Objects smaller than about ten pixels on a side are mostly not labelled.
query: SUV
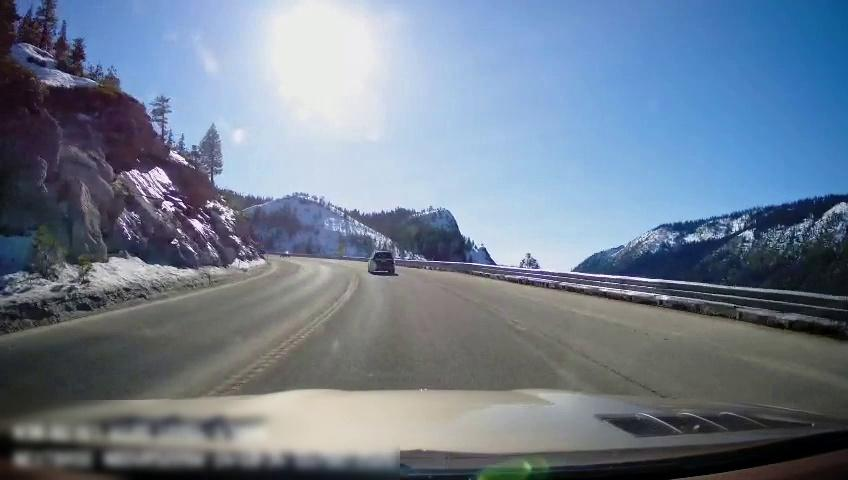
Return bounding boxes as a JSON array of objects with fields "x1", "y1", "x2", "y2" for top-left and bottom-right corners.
[{"x1": 367, "y1": 249, "x2": 396, "y2": 274}]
